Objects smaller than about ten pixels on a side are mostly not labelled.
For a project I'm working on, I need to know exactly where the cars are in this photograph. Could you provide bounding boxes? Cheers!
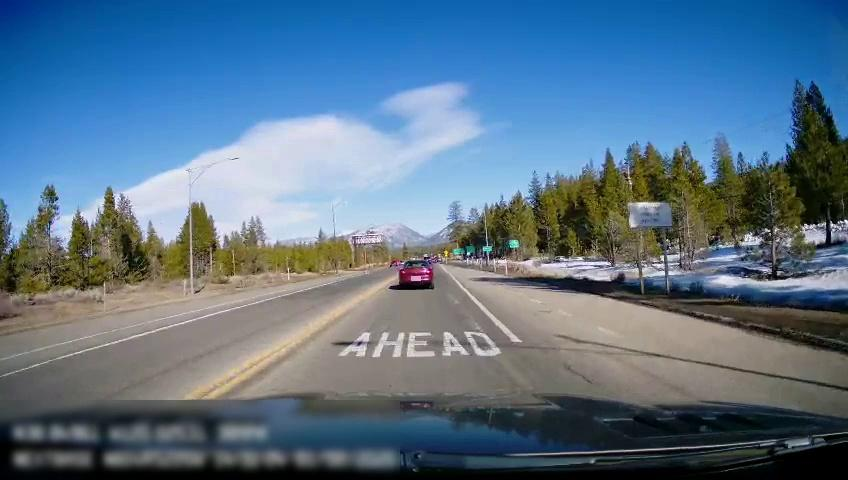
[399,260,434,287]
[389,259,401,267]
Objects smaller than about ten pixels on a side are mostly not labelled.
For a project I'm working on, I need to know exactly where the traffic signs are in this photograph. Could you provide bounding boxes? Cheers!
[509,240,520,249]
[482,246,493,252]
[628,202,673,228]
[452,249,465,255]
